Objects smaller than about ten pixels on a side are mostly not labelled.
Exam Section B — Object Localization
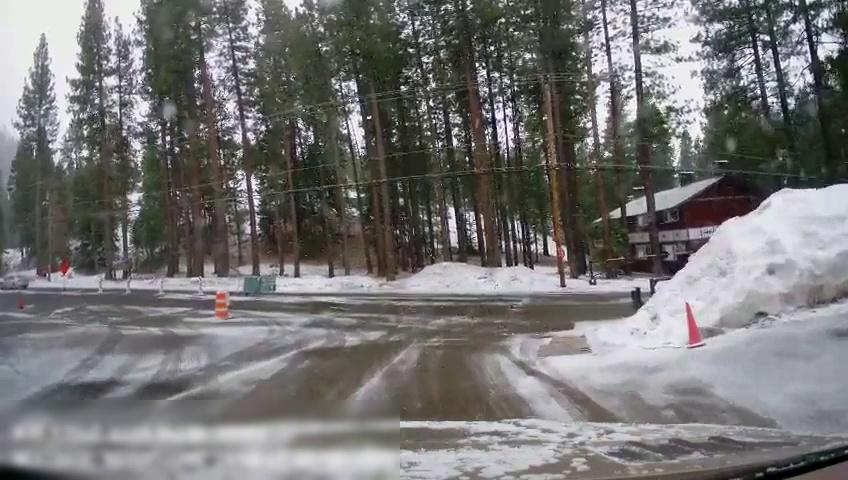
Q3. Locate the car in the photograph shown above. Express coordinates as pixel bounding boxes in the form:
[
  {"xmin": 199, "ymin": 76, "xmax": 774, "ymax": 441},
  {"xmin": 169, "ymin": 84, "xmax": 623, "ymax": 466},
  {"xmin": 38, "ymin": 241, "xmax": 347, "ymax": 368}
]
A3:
[{"xmin": 0, "ymin": 272, "xmax": 31, "ymax": 290}]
